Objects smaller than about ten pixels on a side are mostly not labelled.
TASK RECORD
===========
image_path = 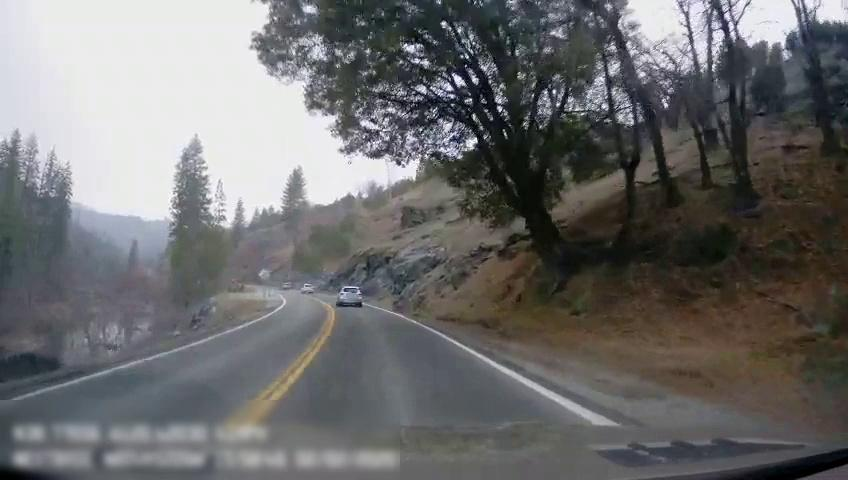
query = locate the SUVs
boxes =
[300,283,314,294]
[336,285,362,307]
